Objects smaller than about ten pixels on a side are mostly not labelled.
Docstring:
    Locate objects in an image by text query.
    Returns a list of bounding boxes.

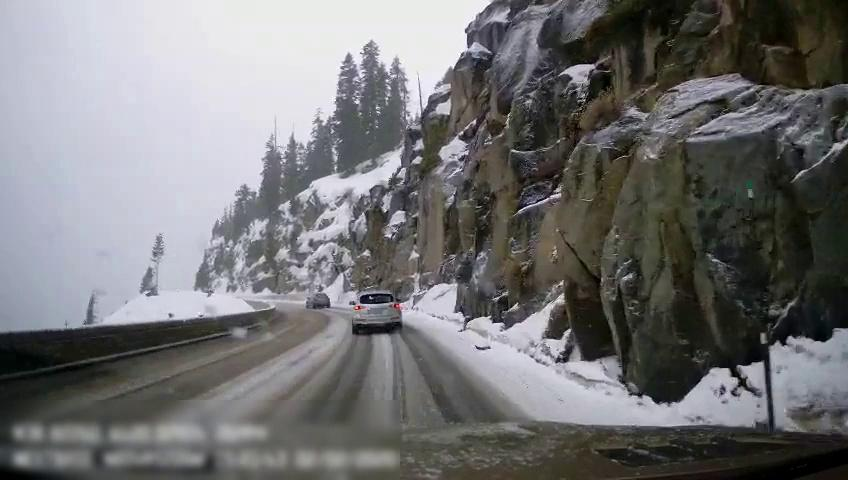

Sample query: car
[305,292,332,309]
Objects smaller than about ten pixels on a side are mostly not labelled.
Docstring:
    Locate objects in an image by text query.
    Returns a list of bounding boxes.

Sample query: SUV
[349,291,403,335]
